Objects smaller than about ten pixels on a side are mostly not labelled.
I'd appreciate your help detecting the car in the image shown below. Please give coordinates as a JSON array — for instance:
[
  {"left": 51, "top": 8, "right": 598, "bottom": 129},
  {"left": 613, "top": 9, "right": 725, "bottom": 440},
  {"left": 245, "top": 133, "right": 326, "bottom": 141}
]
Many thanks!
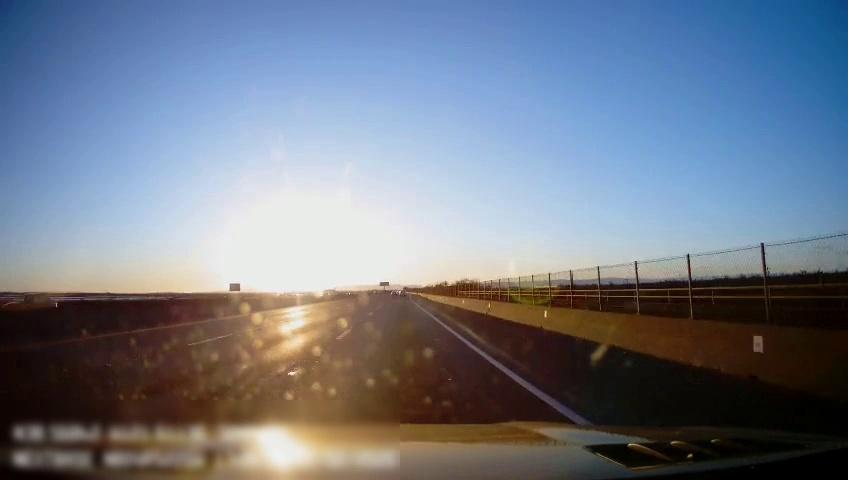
[{"left": 0, "top": 293, "right": 57, "bottom": 311}]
